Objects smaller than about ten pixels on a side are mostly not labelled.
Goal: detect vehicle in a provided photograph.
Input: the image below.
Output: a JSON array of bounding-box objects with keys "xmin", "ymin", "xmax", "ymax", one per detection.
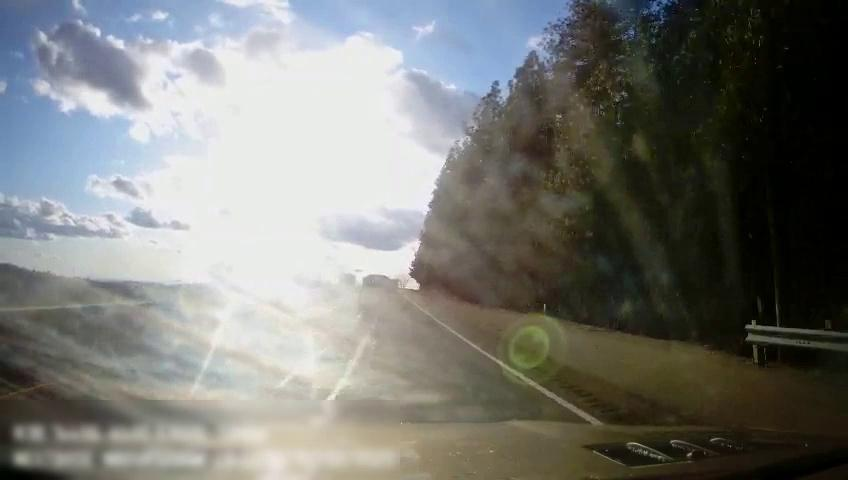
[{"xmin": 387, "ymin": 278, "xmax": 402, "ymax": 291}]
